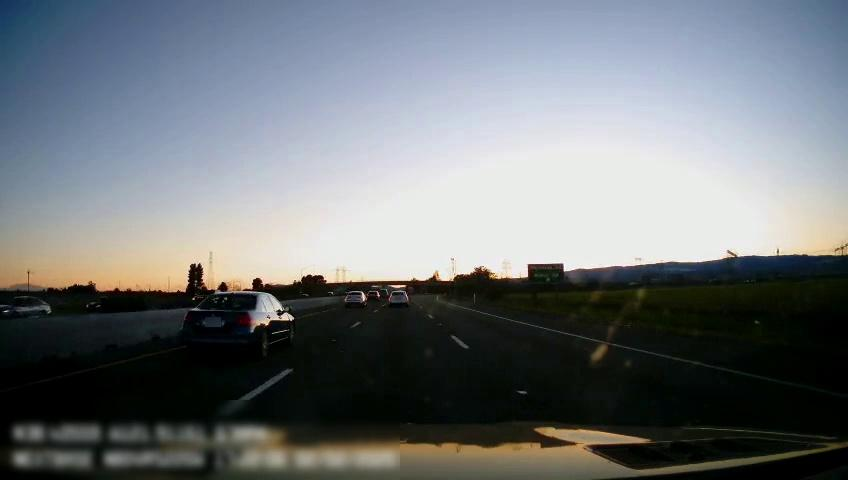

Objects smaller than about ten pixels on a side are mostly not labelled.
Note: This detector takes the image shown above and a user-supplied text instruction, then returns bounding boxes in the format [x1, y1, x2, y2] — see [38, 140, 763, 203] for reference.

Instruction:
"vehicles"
[387, 290, 409, 307]
[344, 290, 369, 307]
[191, 289, 221, 307]
[365, 290, 381, 302]
[179, 290, 297, 359]
[0, 296, 52, 320]
[83, 291, 145, 314]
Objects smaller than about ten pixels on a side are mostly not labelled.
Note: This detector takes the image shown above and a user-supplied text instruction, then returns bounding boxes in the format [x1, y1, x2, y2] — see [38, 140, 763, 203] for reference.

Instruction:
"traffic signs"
[527, 263, 564, 279]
